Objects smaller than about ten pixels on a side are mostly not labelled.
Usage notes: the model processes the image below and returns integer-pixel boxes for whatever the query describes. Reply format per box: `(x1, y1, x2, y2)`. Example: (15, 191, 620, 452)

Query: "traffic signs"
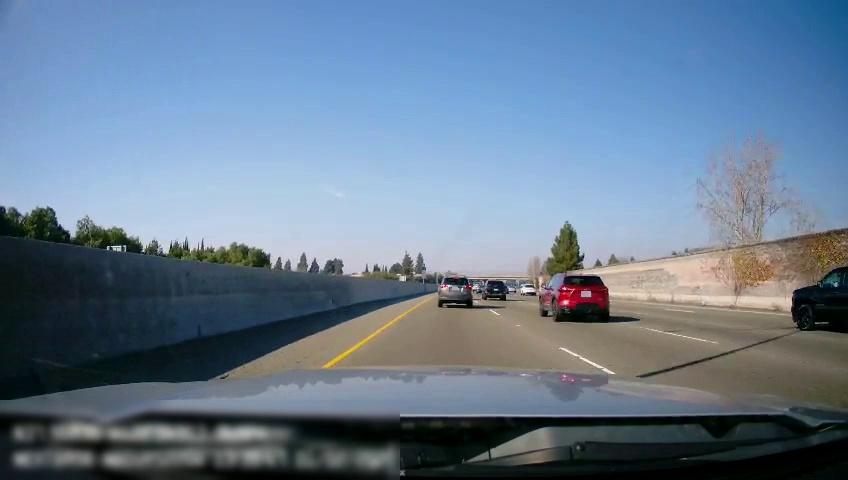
(420, 266, 427, 279)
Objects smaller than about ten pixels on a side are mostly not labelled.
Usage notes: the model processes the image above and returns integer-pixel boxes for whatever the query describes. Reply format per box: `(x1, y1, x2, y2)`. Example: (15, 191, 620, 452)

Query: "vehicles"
(437, 275, 473, 308)
(475, 285, 485, 295)
(520, 283, 537, 297)
(789, 266, 848, 332)
(482, 280, 507, 301)
(538, 274, 609, 323)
